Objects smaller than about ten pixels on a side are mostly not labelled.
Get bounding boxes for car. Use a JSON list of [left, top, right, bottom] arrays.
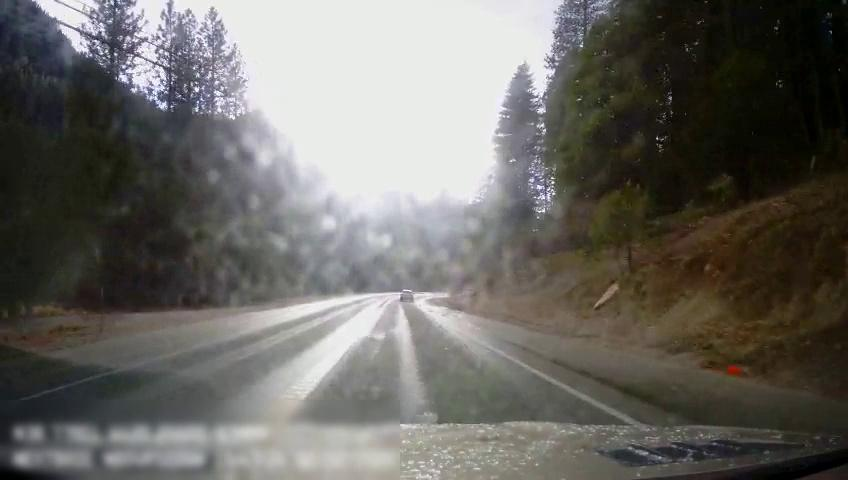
[[400, 289, 413, 302]]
